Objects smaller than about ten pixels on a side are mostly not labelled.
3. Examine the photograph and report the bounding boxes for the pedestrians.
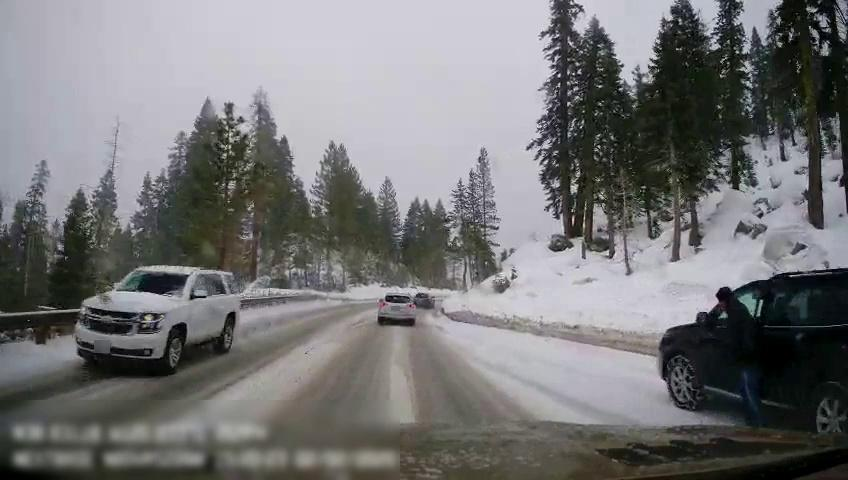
[715,286,769,429]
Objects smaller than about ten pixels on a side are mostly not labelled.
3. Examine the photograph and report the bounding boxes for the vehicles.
[74,264,242,380]
[377,293,417,328]
[655,272,848,435]
[412,291,437,309]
